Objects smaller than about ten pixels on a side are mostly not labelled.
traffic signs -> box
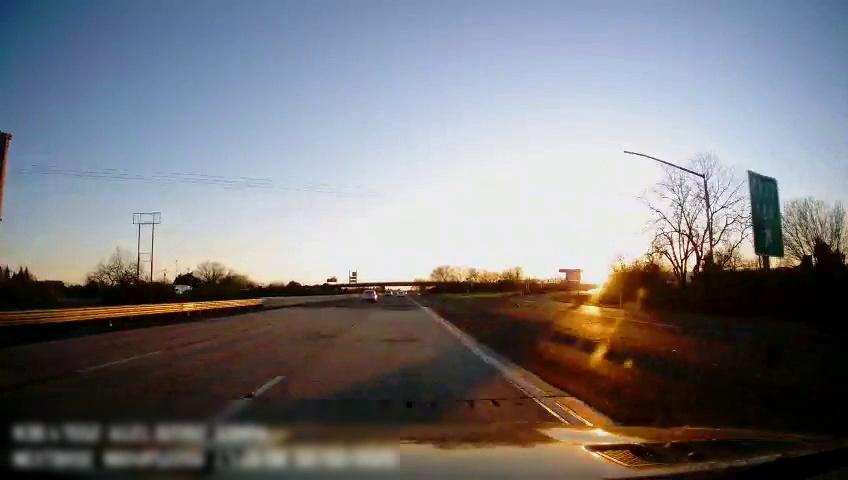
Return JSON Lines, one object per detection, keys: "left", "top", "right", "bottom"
{"left": 747, "top": 169, "right": 787, "bottom": 258}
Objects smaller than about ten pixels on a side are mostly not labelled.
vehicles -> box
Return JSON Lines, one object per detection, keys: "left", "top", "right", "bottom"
{"left": 171, "top": 284, "right": 194, "bottom": 297}
{"left": 360, "top": 289, "right": 378, "bottom": 304}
